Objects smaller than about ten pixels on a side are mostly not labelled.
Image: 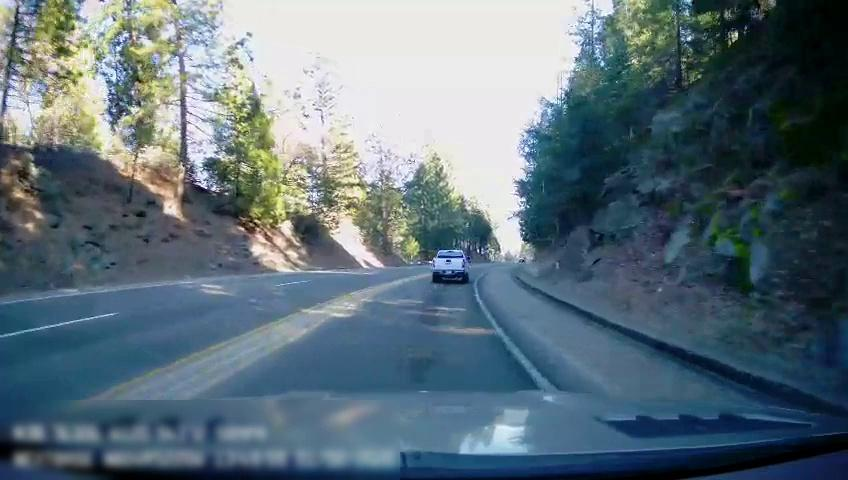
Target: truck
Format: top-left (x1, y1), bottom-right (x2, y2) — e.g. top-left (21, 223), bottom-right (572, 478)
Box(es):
top-left (431, 249), bottom-right (471, 284)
